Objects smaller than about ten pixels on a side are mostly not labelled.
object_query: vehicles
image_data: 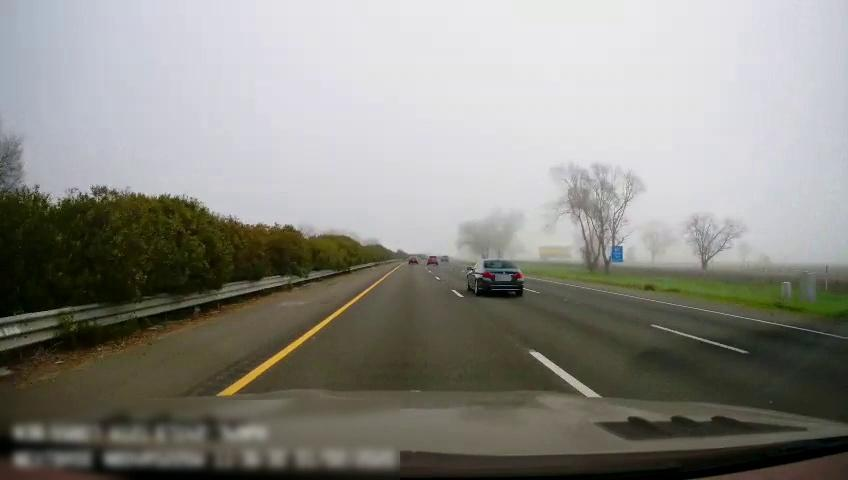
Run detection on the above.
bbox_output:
[407,256,420,265]
[427,255,439,266]
[464,259,524,297]
[440,255,449,263]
